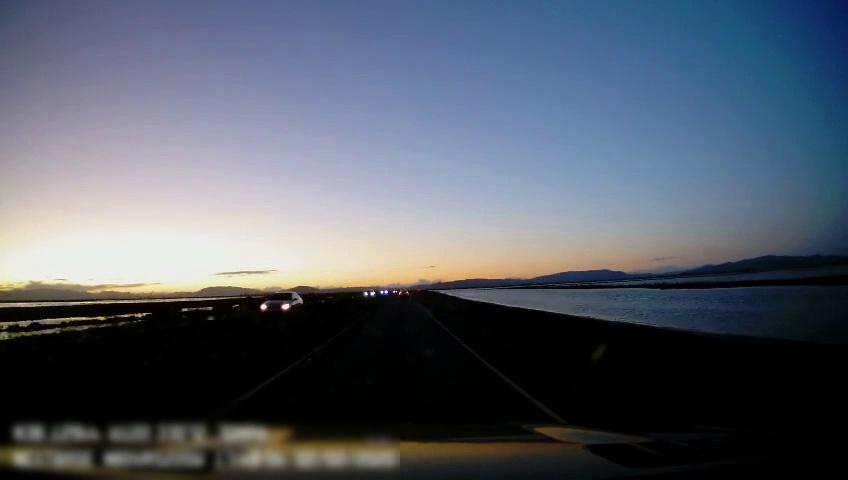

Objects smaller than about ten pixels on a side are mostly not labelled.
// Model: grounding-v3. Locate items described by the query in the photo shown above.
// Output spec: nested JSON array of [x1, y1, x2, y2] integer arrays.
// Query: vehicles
[[362, 288, 376, 299], [379, 289, 389, 296], [398, 289, 410, 298], [259, 291, 304, 313]]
